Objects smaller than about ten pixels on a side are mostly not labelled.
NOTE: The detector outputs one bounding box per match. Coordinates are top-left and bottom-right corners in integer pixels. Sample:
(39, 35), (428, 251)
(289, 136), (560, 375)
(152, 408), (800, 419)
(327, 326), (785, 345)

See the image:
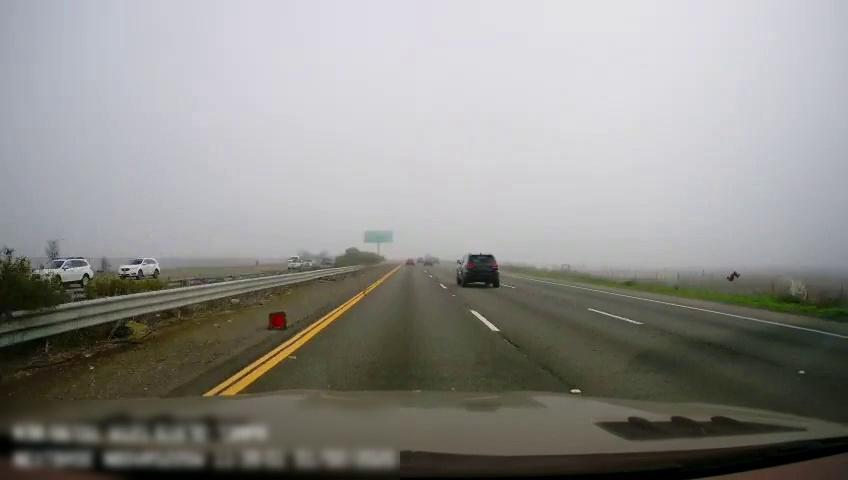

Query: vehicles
(286, 255), (302, 265)
(454, 253), (500, 288)
(319, 256), (333, 265)
(287, 259), (311, 272)
(404, 258), (416, 266)
(117, 257), (161, 281)
(30, 257), (95, 290)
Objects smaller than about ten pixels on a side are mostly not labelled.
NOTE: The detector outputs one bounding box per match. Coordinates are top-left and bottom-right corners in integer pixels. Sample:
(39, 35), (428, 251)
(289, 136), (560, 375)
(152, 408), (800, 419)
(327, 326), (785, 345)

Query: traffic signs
(362, 229), (394, 243)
